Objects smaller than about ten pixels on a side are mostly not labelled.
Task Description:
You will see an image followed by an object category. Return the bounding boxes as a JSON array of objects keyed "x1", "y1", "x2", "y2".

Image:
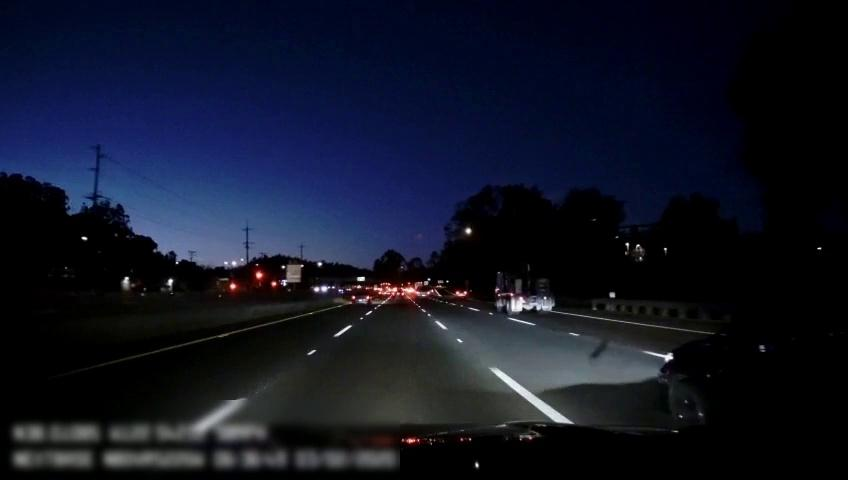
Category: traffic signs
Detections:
[{"x1": 286, "y1": 265, "x2": 302, "y2": 283}]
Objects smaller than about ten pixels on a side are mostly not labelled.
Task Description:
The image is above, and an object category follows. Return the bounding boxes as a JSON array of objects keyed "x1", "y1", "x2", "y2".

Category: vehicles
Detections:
[
  {"x1": 494, "y1": 273, "x2": 555, "y2": 314},
  {"x1": 660, "y1": 308, "x2": 848, "y2": 437},
  {"x1": 414, "y1": 286, "x2": 431, "y2": 300},
  {"x1": 352, "y1": 289, "x2": 372, "y2": 305},
  {"x1": 453, "y1": 286, "x2": 469, "y2": 300}
]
